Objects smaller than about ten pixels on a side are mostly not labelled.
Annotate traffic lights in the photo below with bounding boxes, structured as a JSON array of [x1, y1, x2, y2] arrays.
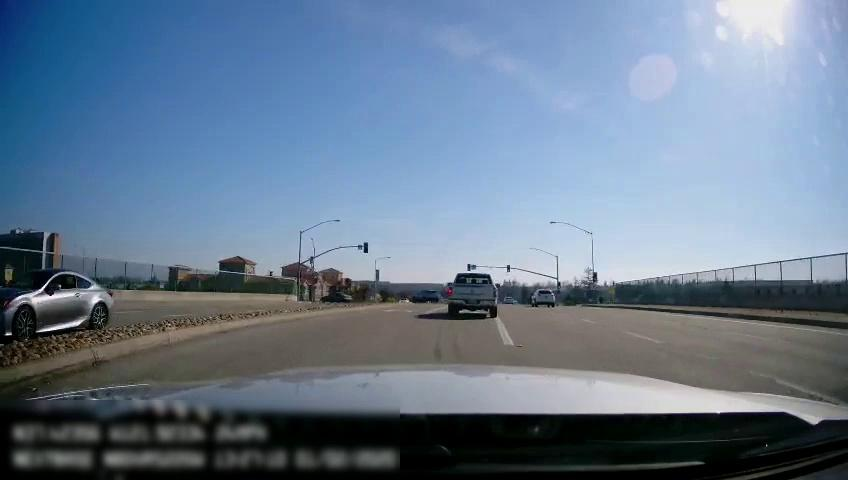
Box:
[[592, 271, 598, 283], [363, 242, 369, 254]]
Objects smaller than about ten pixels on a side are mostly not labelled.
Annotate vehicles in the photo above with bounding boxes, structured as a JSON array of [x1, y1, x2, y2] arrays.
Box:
[[446, 272, 501, 318], [319, 291, 353, 304], [0, 269, 113, 343], [399, 297, 410, 304], [531, 288, 557, 308], [409, 289, 442, 304]]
